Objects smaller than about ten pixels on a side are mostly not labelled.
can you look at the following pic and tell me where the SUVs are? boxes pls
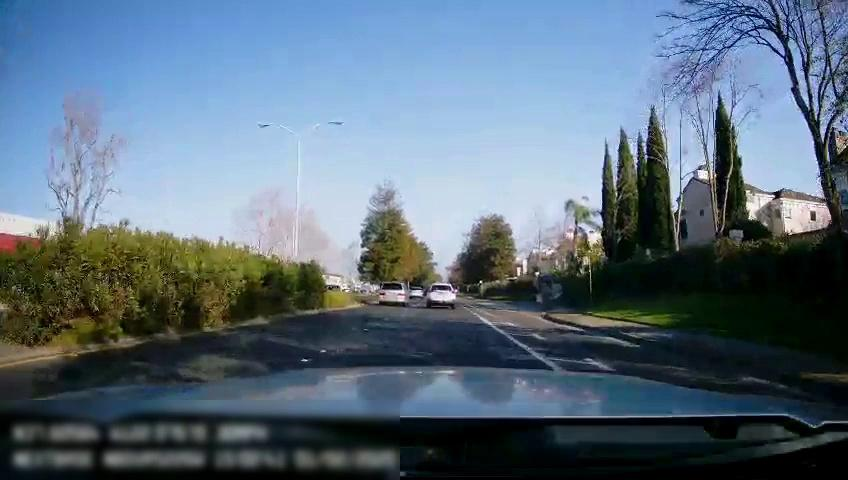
[407,285,425,298]
[425,282,457,310]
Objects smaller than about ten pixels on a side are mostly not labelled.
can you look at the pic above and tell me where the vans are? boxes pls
[379,281,410,305]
